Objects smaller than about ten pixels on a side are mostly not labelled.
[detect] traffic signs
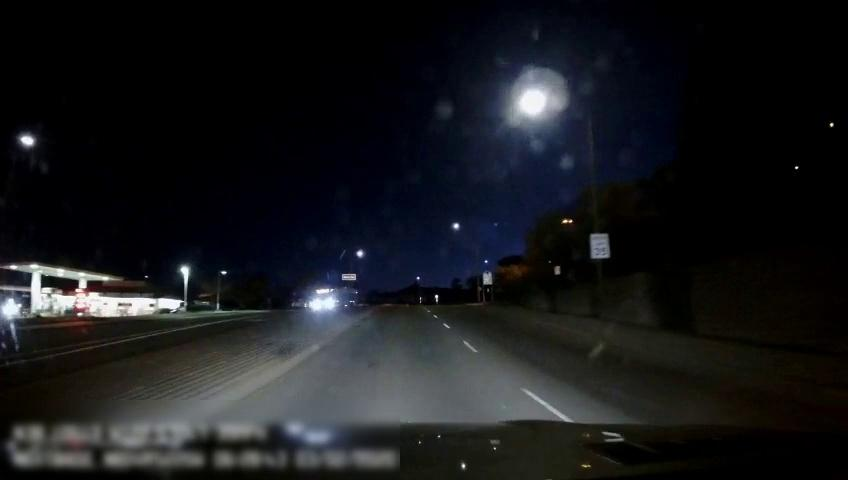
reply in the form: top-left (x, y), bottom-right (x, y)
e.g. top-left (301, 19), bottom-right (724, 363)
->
top-left (483, 273), bottom-right (493, 286)
top-left (590, 233), bottom-right (610, 259)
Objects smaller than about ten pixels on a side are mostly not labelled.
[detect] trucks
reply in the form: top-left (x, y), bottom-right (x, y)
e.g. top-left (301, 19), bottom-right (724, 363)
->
top-left (313, 288), bottom-right (357, 315)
